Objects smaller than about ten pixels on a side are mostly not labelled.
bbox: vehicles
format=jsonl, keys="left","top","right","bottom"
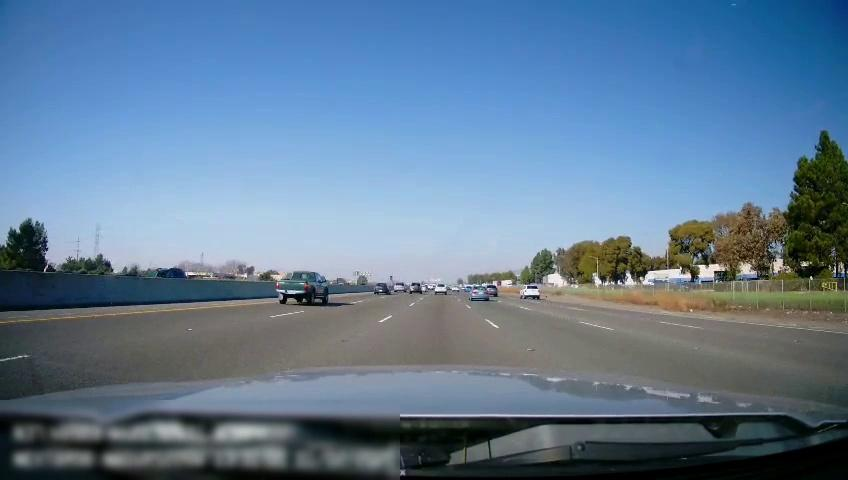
{"left": 500, "top": 279, "right": 513, "bottom": 288}
{"left": 466, "top": 285, "right": 490, "bottom": 301}
{"left": 409, "top": 282, "right": 422, "bottom": 294}
{"left": 519, "top": 285, "right": 541, "bottom": 300}
{"left": 373, "top": 282, "right": 390, "bottom": 295}
{"left": 492, "top": 280, "right": 503, "bottom": 288}
{"left": 140, "top": 267, "right": 188, "bottom": 280}
{"left": 434, "top": 283, "right": 447, "bottom": 295}
{"left": 393, "top": 282, "right": 407, "bottom": 293}
{"left": 274, "top": 271, "right": 330, "bottom": 306}
{"left": 484, "top": 285, "right": 498, "bottom": 298}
